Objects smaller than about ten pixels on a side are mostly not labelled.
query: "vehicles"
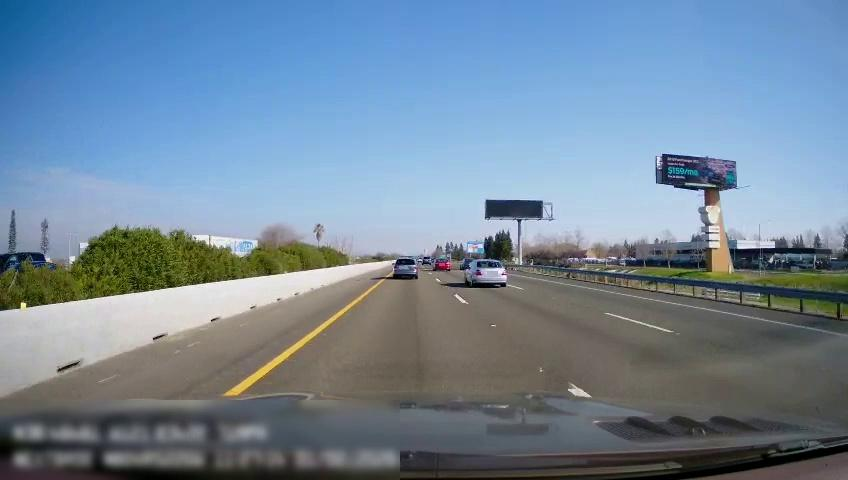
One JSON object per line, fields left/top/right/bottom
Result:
{"left": 393, "top": 256, "right": 419, "bottom": 279}
{"left": 189, "top": 235, "right": 260, "bottom": 258}
{"left": 432, "top": 259, "right": 453, "bottom": 272}
{"left": 421, "top": 256, "right": 433, "bottom": 265}
{"left": 0, "top": 252, "right": 59, "bottom": 276}
{"left": 458, "top": 257, "right": 473, "bottom": 271}
{"left": 463, "top": 257, "right": 509, "bottom": 289}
